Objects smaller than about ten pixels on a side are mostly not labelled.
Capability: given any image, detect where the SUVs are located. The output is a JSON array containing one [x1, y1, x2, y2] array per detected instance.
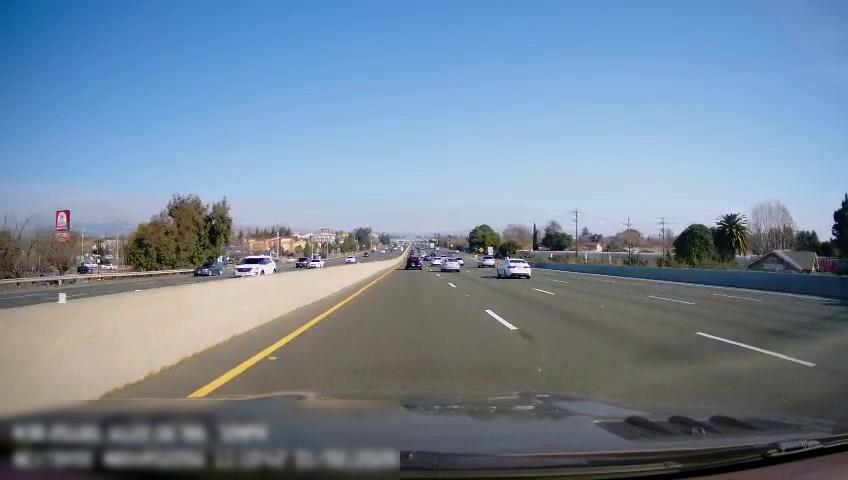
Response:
[[477, 255, 495, 267], [234, 255, 277, 279]]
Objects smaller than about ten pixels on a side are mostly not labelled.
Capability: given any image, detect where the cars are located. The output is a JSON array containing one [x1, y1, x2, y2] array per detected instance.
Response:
[[307, 258, 325, 270], [430, 255, 445, 266], [497, 259, 532, 280], [343, 255, 357, 264], [296, 257, 310, 269], [440, 258, 461, 273], [193, 262, 225, 277], [405, 255, 422, 270]]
